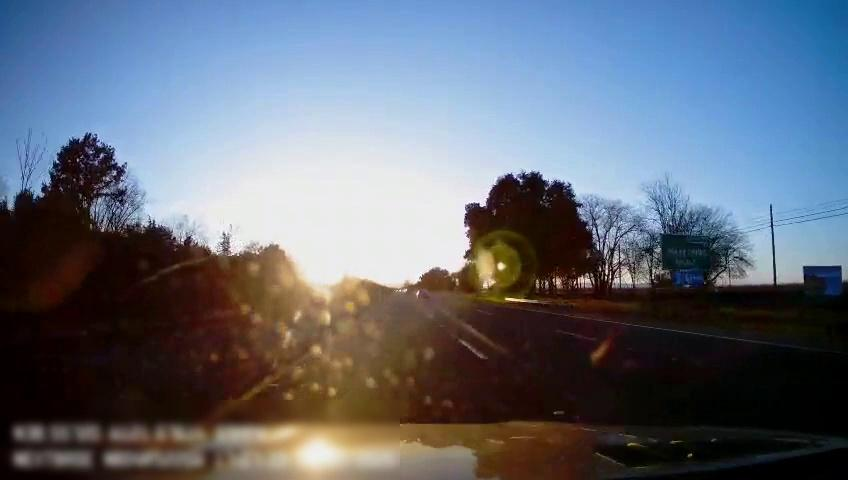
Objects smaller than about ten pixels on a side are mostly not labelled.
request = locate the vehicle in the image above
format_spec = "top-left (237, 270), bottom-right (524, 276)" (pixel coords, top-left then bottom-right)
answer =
top-left (416, 290), bottom-right (428, 299)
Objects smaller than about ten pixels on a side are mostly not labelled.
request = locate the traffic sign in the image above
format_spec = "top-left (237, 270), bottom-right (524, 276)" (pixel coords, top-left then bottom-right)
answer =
top-left (660, 233), bottom-right (713, 269)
